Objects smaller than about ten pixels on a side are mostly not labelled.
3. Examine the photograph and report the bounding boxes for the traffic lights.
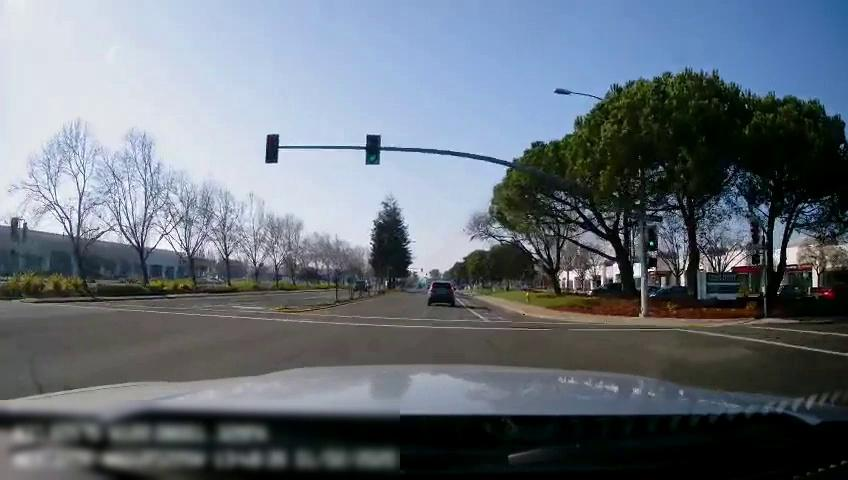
[365,134,381,165]
[646,225,659,251]
[265,133,280,164]
[10,217,19,239]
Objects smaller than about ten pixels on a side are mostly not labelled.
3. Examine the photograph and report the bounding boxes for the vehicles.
[353,280,367,292]
[426,281,457,306]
